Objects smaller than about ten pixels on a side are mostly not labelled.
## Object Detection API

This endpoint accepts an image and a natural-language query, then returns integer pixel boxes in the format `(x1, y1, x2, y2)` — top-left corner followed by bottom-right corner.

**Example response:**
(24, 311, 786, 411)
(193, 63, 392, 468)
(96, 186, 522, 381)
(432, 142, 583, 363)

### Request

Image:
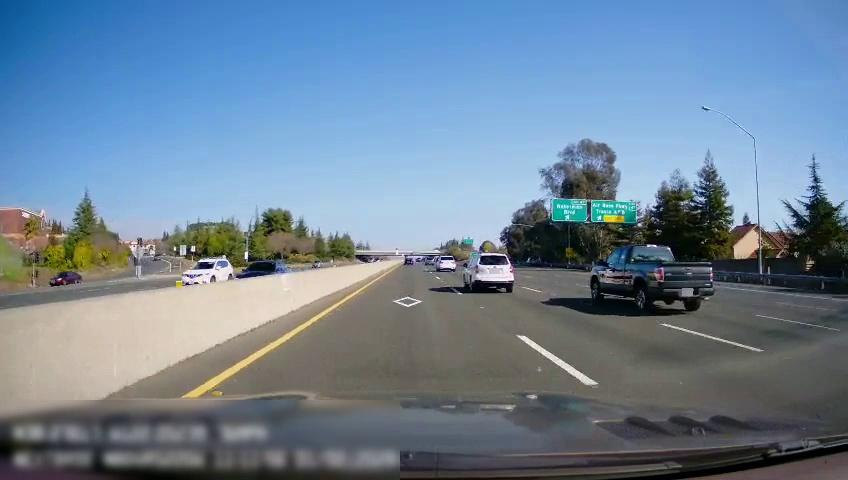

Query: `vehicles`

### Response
(182, 258, 234, 286)
(527, 255, 544, 267)
(436, 256, 456, 272)
(235, 260, 289, 279)
(404, 256, 414, 265)
(49, 271, 82, 288)
(588, 244, 715, 315)
(311, 260, 321, 269)
(426, 257, 436, 266)
(461, 252, 515, 294)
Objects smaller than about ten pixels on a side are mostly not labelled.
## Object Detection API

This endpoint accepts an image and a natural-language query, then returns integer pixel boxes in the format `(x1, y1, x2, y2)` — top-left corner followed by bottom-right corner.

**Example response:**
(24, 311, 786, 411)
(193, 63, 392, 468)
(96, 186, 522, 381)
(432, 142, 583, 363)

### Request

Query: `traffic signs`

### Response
(550, 197, 589, 222)
(589, 199, 638, 224)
